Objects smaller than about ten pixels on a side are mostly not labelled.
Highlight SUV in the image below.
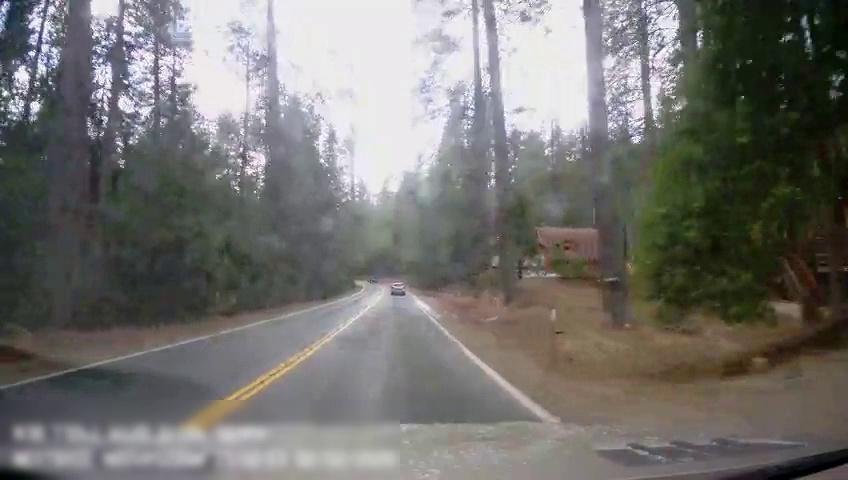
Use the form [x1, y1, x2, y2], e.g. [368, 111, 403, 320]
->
[390, 282, 405, 296]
